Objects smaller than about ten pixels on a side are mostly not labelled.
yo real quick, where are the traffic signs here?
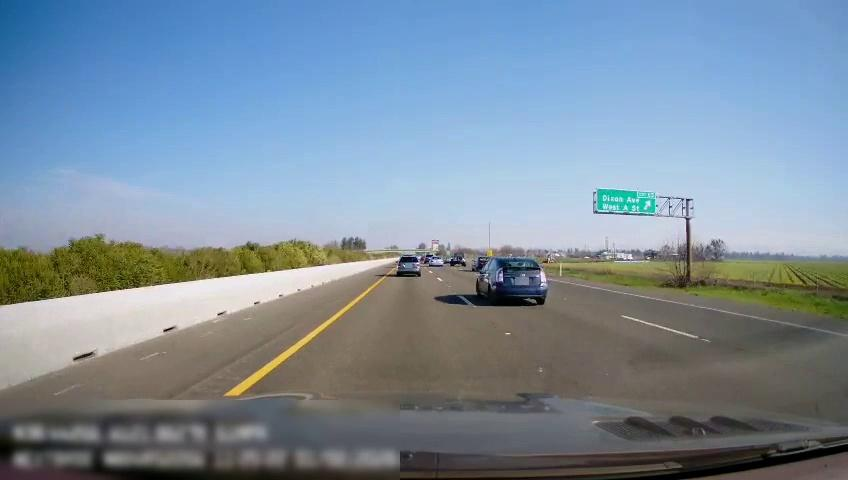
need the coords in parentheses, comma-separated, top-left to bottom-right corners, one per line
(595, 189, 657, 215)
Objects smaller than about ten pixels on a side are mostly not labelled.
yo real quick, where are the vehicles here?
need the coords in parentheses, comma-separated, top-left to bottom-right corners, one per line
(396, 255, 421, 276)
(471, 256, 491, 272)
(428, 255, 445, 267)
(475, 256, 548, 307)
(449, 254, 467, 267)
